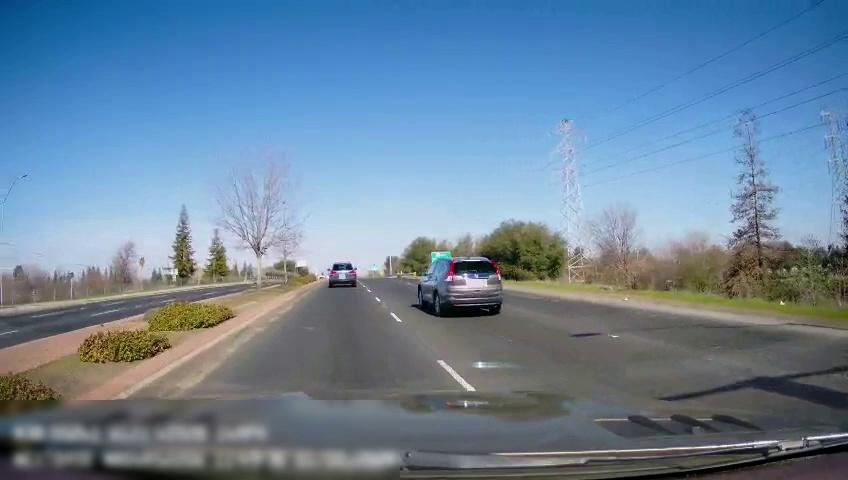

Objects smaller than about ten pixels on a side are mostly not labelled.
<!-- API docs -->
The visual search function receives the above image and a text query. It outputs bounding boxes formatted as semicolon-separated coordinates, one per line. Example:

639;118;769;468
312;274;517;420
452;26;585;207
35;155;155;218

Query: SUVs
417;257;505;316
326;262;358;288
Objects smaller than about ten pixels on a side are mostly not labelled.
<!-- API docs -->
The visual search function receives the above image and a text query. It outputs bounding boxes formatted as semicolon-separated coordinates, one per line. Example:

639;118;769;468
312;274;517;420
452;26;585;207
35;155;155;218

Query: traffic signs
430;251;451;265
